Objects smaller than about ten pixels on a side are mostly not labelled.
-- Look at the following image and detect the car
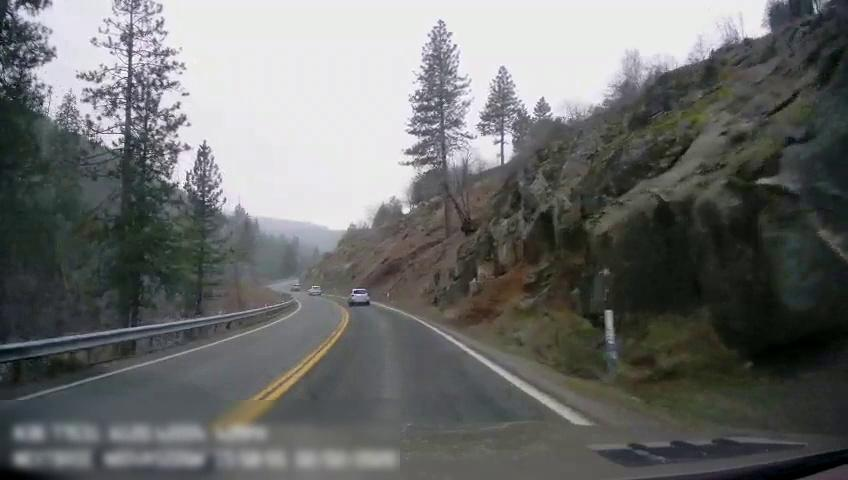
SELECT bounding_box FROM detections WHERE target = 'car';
[348,288,370,305]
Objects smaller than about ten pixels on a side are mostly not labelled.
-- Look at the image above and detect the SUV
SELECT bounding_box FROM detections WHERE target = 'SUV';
[308,285,322,296]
